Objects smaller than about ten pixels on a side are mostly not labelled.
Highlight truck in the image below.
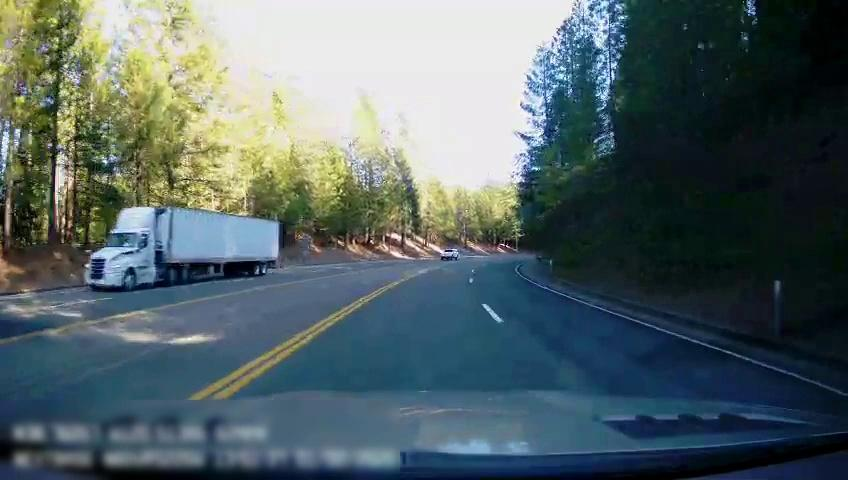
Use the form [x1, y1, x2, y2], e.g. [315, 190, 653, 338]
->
[85, 206, 280, 293]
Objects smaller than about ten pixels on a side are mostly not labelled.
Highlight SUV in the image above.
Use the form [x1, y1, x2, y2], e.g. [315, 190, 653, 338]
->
[440, 248, 460, 262]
